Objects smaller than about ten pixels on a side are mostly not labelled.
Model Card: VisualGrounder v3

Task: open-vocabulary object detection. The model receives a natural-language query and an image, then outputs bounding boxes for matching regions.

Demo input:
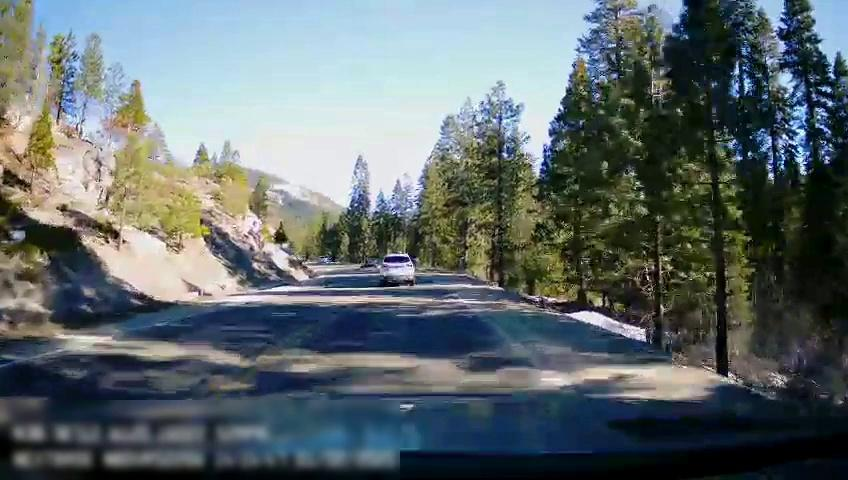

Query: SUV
[381,253,416,286]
